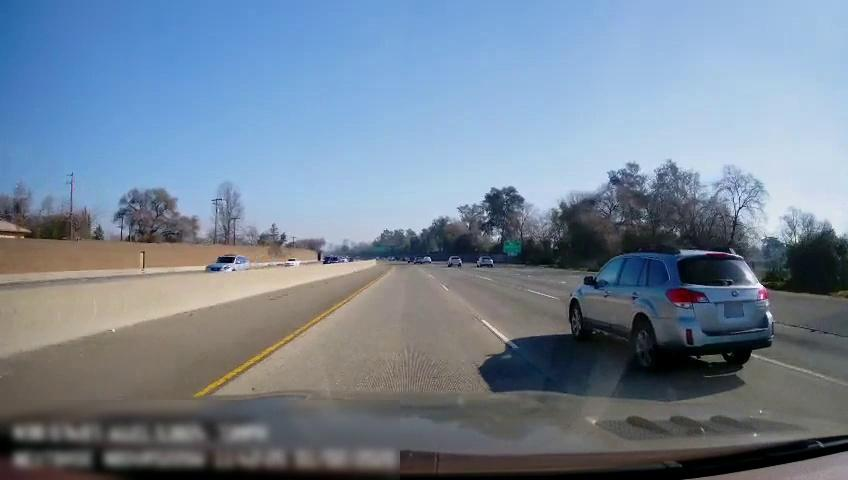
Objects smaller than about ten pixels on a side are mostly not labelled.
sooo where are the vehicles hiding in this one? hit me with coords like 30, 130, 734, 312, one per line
284, 258, 302, 267
329, 256, 341, 264
205, 254, 252, 274
448, 256, 462, 267
567, 247, 775, 374
322, 256, 332, 264
476, 255, 494, 268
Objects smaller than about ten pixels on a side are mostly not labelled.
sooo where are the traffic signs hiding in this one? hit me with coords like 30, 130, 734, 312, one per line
506, 252, 518, 257
503, 240, 521, 253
